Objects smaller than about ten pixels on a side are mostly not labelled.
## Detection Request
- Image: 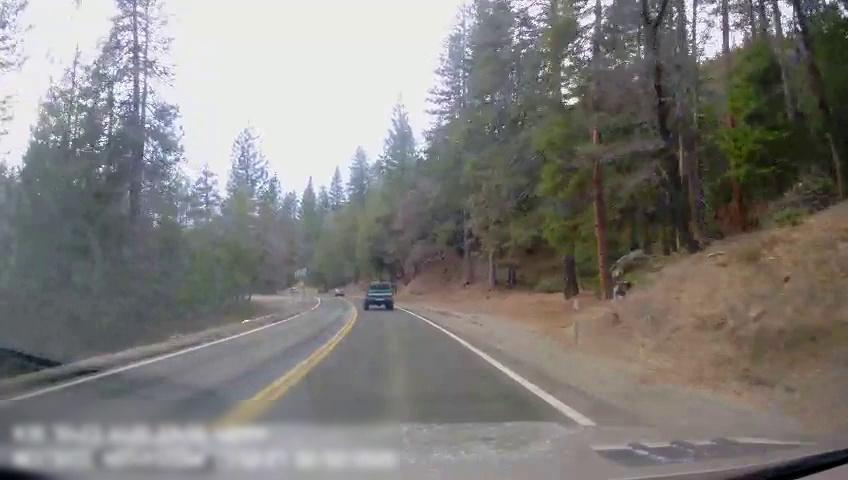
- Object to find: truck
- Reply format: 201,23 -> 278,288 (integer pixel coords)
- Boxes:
364,281 -> 395,311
